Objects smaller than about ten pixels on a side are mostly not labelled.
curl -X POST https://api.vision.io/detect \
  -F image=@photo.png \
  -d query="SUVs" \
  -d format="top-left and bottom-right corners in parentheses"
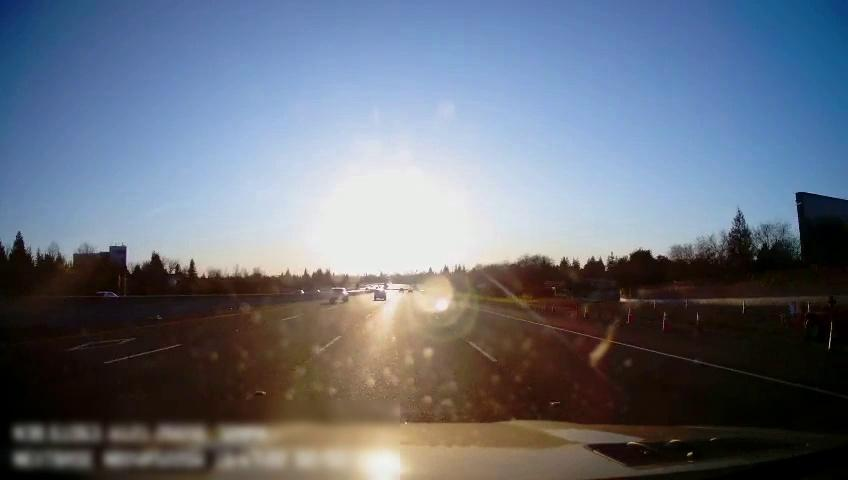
top-left (329, 287), bottom-right (349, 302)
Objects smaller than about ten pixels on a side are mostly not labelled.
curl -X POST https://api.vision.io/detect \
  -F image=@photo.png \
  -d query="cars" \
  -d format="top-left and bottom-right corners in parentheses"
top-left (374, 288), bottom-right (387, 300)
top-left (94, 290), bottom-right (118, 298)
